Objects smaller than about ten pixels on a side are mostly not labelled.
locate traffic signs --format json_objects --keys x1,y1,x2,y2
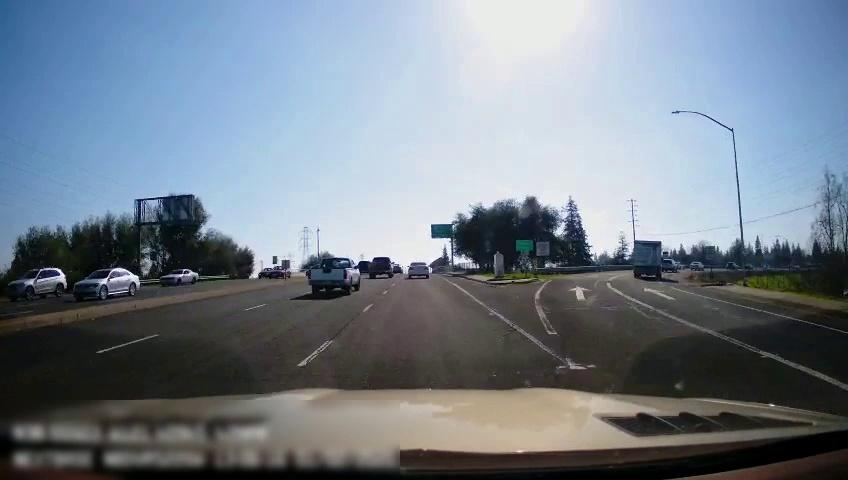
[
  {"x1": 430, "y1": 223, "x2": 454, "y2": 239},
  {"x1": 515, "y1": 239, "x2": 534, "y2": 250}
]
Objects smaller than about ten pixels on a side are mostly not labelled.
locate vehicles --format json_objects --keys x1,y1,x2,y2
[
  {"x1": 72, "y1": 268, "x2": 141, "y2": 300},
  {"x1": 160, "y1": 269, "x2": 199, "y2": 286},
  {"x1": 689, "y1": 261, "x2": 704, "y2": 271},
  {"x1": 407, "y1": 261, "x2": 430, "y2": 279},
  {"x1": 664, "y1": 258, "x2": 683, "y2": 272},
  {"x1": 368, "y1": 256, "x2": 393, "y2": 278},
  {"x1": 358, "y1": 260, "x2": 369, "y2": 273},
  {"x1": 308, "y1": 256, "x2": 361, "y2": 296},
  {"x1": 7, "y1": 267, "x2": 68, "y2": 300},
  {"x1": 269, "y1": 265, "x2": 292, "y2": 280},
  {"x1": 257, "y1": 268, "x2": 272, "y2": 280},
  {"x1": 393, "y1": 266, "x2": 404, "y2": 275},
  {"x1": 633, "y1": 239, "x2": 664, "y2": 279}
]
